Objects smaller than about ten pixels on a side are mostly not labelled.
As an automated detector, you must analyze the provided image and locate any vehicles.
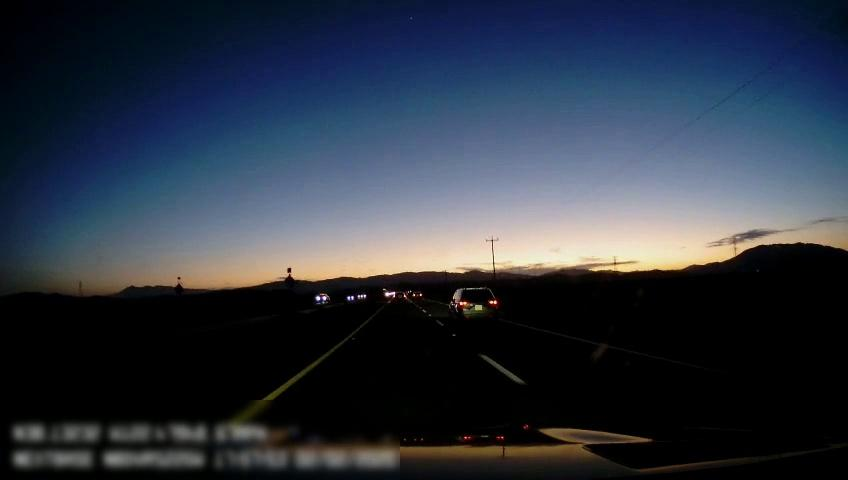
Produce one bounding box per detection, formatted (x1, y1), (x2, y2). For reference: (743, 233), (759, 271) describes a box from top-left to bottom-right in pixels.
(391, 292), (408, 305)
(315, 292), (330, 303)
(411, 291), (423, 301)
(448, 287), (500, 324)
